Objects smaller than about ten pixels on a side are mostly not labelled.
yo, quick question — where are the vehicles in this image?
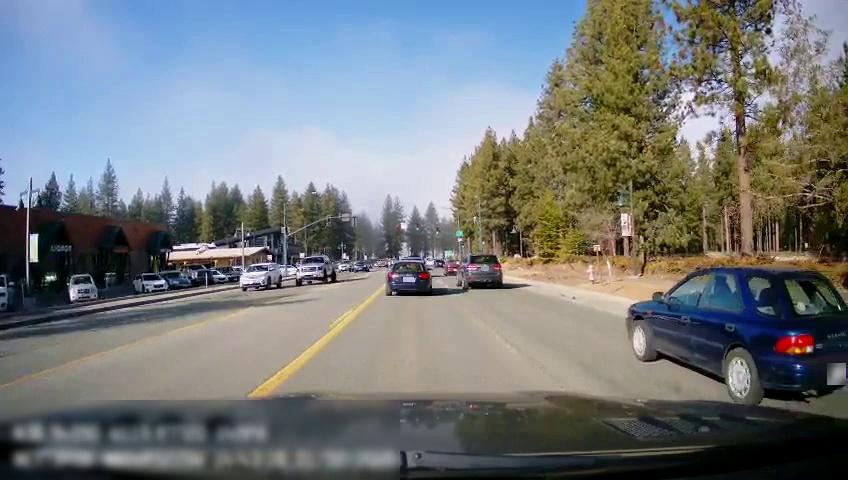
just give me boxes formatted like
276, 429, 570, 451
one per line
354, 259, 370, 272
218, 269, 240, 282
296, 256, 337, 285
444, 257, 463, 275
278, 264, 296, 275
207, 268, 226, 285
66, 274, 99, 304
434, 258, 446, 268
626, 264, 848, 405
157, 270, 191, 290
135, 273, 168, 292
338, 261, 353, 273
0, 274, 16, 313
240, 263, 282, 291
180, 264, 210, 287
456, 255, 503, 289
386, 260, 432, 297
